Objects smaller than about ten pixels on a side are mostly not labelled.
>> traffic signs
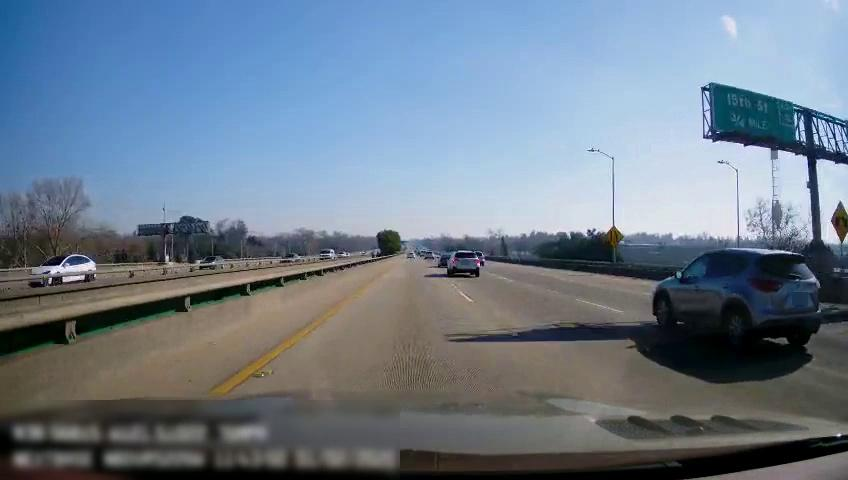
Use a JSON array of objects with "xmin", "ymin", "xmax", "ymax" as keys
[
  {"xmin": 829, "ymin": 201, "xmax": 848, "ymax": 243},
  {"xmin": 709, "ymin": 81, "xmax": 797, "ymax": 146},
  {"xmin": 173, "ymin": 221, "xmax": 212, "ymax": 235},
  {"xmin": 604, "ymin": 225, "xmax": 624, "ymax": 249},
  {"xmin": 137, "ymin": 222, "xmax": 170, "ymax": 237}
]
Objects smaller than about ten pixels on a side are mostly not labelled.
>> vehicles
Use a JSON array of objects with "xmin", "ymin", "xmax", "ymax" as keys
[
  {"xmin": 471, "ymin": 250, "xmax": 485, "ymax": 267},
  {"xmin": 280, "ymin": 252, "xmax": 301, "ymax": 264},
  {"xmin": 319, "ymin": 248, "xmax": 337, "ymax": 261},
  {"xmin": 651, "ymin": 247, "xmax": 826, "ymax": 354},
  {"xmin": 438, "ymin": 254, "xmax": 452, "ymax": 268},
  {"xmin": 446, "ymin": 250, "xmax": 480, "ymax": 278},
  {"xmin": 28, "ymin": 253, "xmax": 98, "ymax": 288},
  {"xmin": 199, "ymin": 255, "xmax": 225, "ymax": 271}
]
